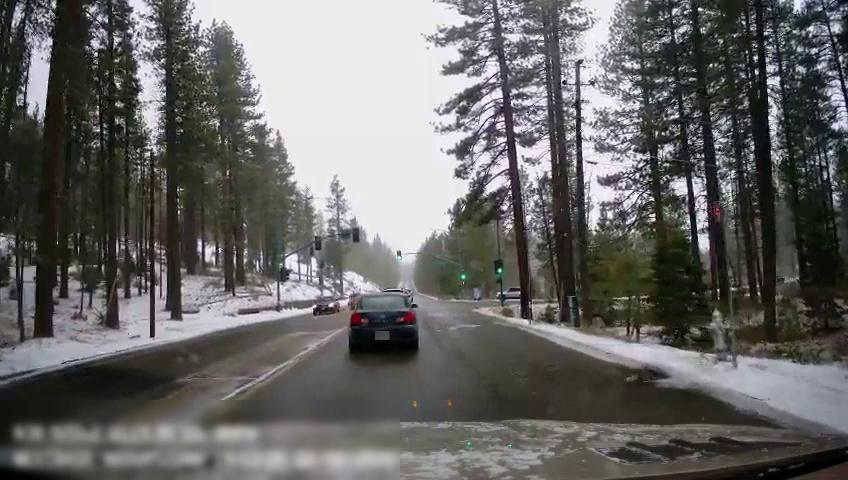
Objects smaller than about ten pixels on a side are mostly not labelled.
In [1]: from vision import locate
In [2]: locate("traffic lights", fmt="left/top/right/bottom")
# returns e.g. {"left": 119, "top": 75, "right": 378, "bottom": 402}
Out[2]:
{"left": 314, "top": 236, "right": 322, "bottom": 251}
{"left": 352, "top": 227, "right": 360, "bottom": 243}
{"left": 279, "top": 268, "right": 290, "bottom": 282}
{"left": 494, "top": 257, "right": 504, "bottom": 281}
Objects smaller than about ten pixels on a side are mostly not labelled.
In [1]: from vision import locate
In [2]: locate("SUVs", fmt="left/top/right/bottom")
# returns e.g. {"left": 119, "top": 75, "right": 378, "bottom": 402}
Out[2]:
{"left": 496, "top": 286, "right": 521, "bottom": 301}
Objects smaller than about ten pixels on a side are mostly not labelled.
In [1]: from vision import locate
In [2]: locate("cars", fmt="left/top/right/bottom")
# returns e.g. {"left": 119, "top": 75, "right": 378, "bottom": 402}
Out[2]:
{"left": 311, "top": 296, "right": 341, "bottom": 317}
{"left": 348, "top": 292, "right": 420, "bottom": 355}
